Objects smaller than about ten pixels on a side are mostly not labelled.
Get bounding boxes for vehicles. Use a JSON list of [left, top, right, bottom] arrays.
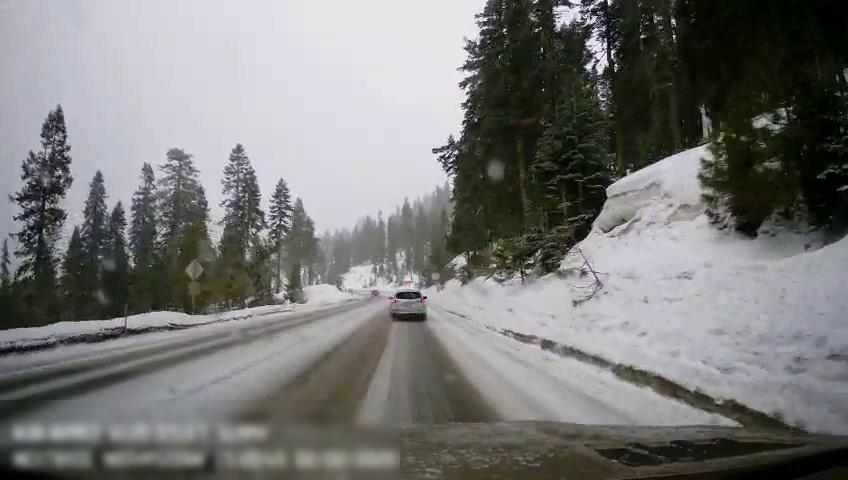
[[371, 288, 381, 298], [387, 289, 428, 321]]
